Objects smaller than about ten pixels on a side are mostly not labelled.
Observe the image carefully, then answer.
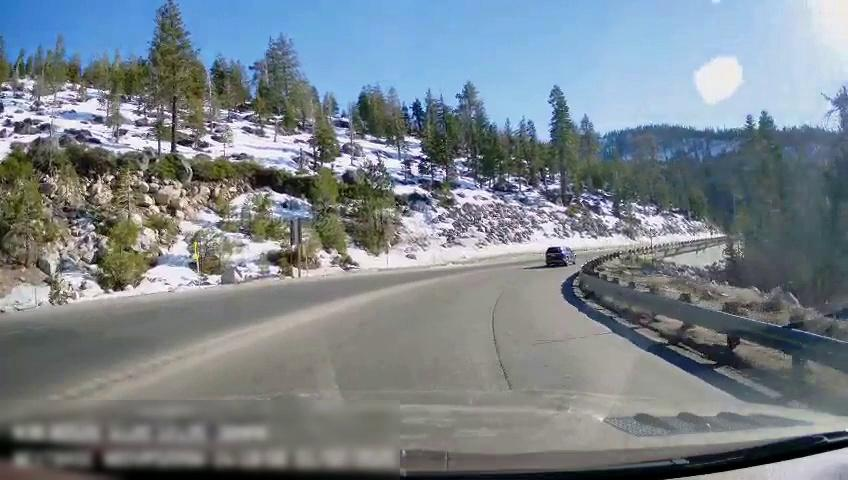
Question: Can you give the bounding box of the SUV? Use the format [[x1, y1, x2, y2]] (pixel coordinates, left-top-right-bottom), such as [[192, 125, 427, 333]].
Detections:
[[544, 245, 577, 267]]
